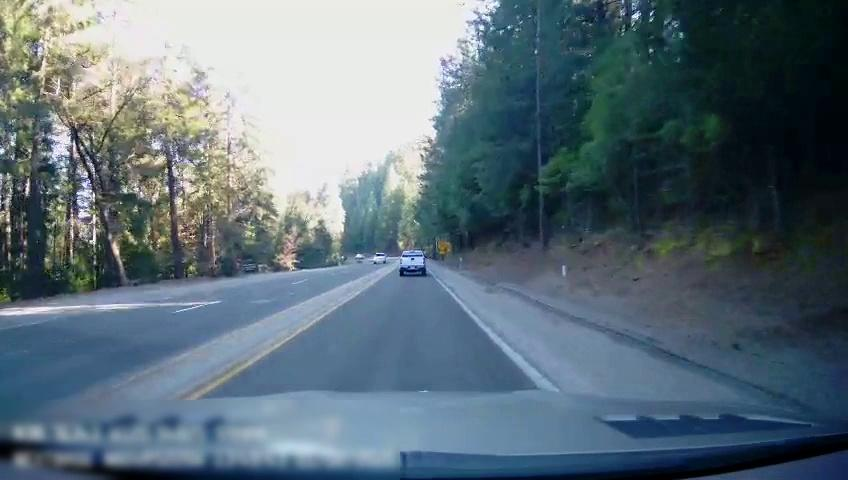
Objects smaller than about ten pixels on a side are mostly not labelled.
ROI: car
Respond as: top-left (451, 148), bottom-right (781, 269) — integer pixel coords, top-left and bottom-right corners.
top-left (373, 252), bottom-right (387, 265)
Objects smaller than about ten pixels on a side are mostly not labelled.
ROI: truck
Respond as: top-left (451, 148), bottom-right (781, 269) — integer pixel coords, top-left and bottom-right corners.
top-left (398, 250), bottom-right (427, 277)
